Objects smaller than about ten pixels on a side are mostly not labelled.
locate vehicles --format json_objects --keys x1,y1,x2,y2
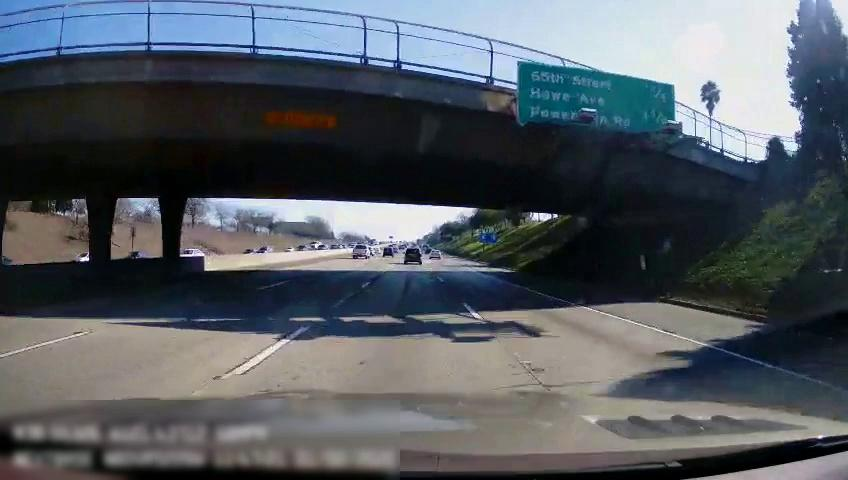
[
  {"x1": 429, "y1": 249, "x2": 442, "y2": 260},
  {"x1": 402, "y1": 247, "x2": 423, "y2": 265},
  {"x1": 309, "y1": 241, "x2": 324, "y2": 248},
  {"x1": 179, "y1": 248, "x2": 203, "y2": 257},
  {"x1": 351, "y1": 244, "x2": 372, "y2": 260},
  {"x1": 256, "y1": 247, "x2": 272, "y2": 254},
  {"x1": 73, "y1": 252, "x2": 89, "y2": 263},
  {"x1": 382, "y1": 247, "x2": 394, "y2": 257}
]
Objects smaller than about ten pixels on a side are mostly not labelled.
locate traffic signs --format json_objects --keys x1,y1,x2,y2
[{"x1": 517, "y1": 61, "x2": 676, "y2": 135}]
